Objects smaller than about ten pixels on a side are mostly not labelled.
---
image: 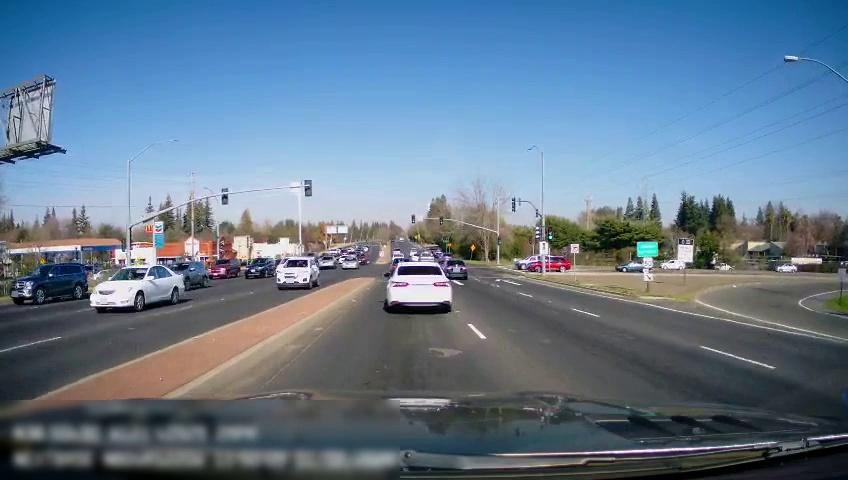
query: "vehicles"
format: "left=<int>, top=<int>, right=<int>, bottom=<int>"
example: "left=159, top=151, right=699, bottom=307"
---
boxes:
left=528, top=255, right=573, bottom=273
left=616, top=260, right=643, bottom=273
left=276, top=258, right=320, bottom=291
left=92, top=270, right=119, bottom=283
left=88, top=264, right=186, bottom=314
left=660, top=260, right=686, bottom=272
left=513, top=255, right=540, bottom=271
left=438, top=259, right=468, bottom=281
left=420, top=252, right=435, bottom=262
left=382, top=261, right=454, bottom=313
left=167, top=261, right=210, bottom=291
left=342, top=257, right=361, bottom=270
left=244, top=257, right=274, bottom=280
left=207, top=258, right=242, bottom=281
left=8, top=262, right=90, bottom=307
left=713, top=262, right=733, bottom=272
left=776, top=263, right=798, bottom=273
left=319, top=255, right=338, bottom=270
left=391, top=251, right=408, bottom=263
left=275, top=256, right=294, bottom=275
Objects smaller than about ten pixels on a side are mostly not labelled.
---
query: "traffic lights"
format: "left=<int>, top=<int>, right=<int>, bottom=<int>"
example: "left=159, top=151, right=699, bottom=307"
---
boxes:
left=535, top=225, right=541, bottom=238
left=304, top=180, right=312, bottom=198
left=221, top=187, right=229, bottom=205
left=510, top=197, right=517, bottom=212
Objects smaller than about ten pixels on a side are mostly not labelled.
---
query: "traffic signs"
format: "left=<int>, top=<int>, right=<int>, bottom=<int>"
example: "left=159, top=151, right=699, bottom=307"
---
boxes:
left=637, top=241, right=658, bottom=257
